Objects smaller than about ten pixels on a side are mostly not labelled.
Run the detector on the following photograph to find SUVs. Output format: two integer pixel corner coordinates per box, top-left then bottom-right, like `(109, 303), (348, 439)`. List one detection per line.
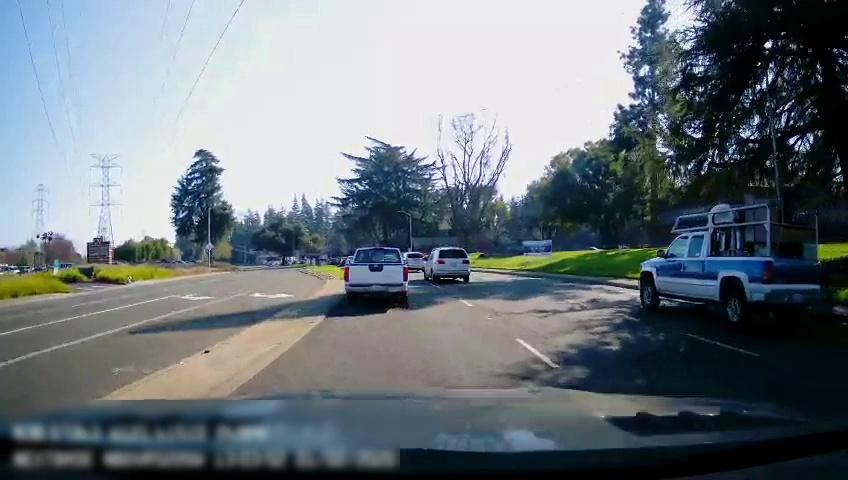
(404, 250), (424, 270)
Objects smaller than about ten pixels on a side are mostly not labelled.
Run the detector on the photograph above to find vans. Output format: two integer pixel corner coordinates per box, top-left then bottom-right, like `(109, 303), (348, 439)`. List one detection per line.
(421, 246), (472, 283)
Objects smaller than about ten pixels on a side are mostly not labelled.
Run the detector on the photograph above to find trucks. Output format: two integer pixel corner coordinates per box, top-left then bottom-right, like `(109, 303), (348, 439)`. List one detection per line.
(343, 246), (409, 304)
(638, 198), (821, 331)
